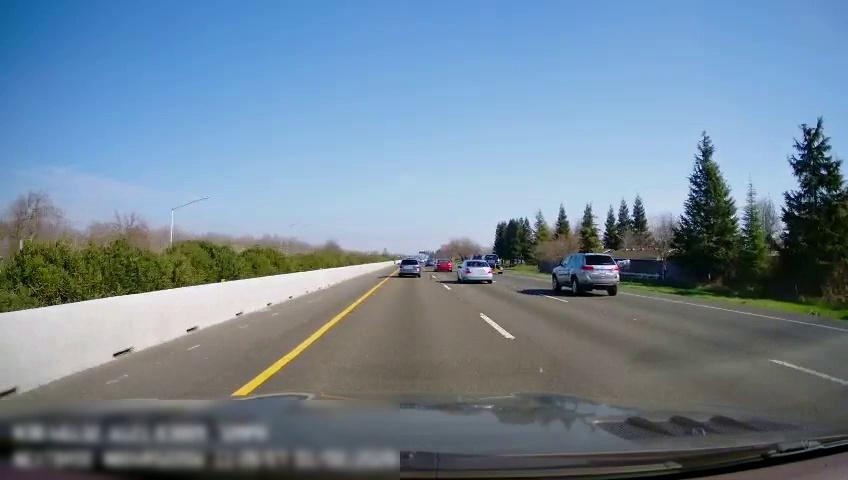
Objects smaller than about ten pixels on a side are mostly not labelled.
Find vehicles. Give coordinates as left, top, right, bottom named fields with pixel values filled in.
left=395, top=256, right=419, bottom=276
left=425, top=260, right=434, bottom=267
left=470, top=254, right=503, bottom=275
left=551, top=253, right=619, bottom=297
left=456, top=259, right=494, bottom=284
left=434, top=258, right=453, bottom=272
